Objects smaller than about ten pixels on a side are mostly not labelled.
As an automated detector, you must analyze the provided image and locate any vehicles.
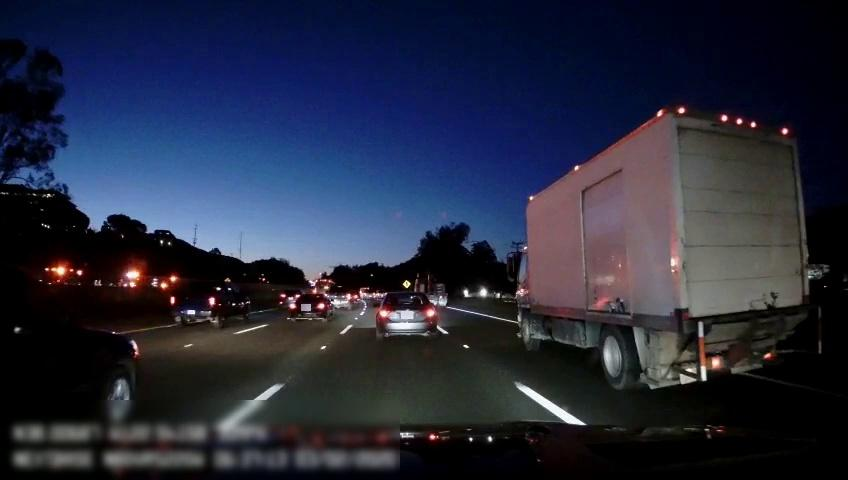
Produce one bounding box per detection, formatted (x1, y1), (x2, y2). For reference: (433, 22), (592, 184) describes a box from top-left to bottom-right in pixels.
(171, 279), (253, 328)
(296, 293), (331, 320)
(410, 278), (447, 308)
(0, 270), (139, 439)
(333, 293), (351, 309)
(278, 289), (304, 312)
(506, 107), (813, 394)
(374, 293), (439, 342)
(313, 279), (331, 294)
